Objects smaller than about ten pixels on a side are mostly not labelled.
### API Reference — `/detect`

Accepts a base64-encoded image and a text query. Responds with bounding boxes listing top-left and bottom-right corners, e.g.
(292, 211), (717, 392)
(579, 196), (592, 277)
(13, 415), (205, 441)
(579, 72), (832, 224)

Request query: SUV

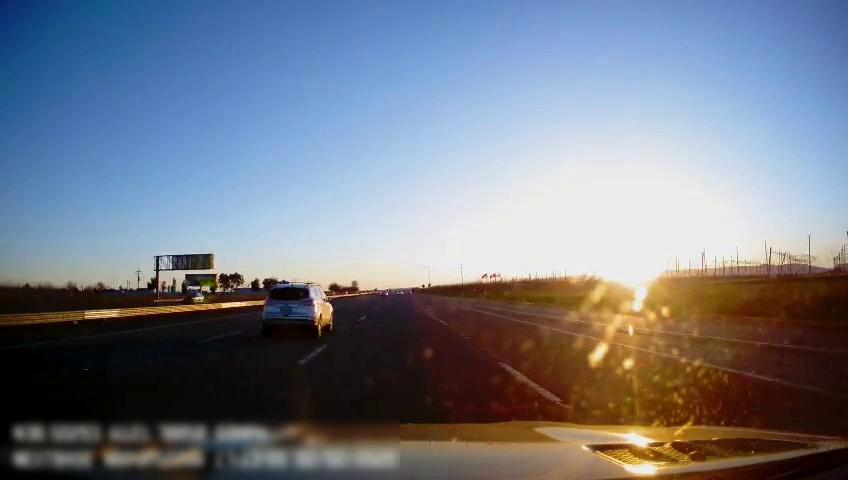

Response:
(261, 282), (334, 339)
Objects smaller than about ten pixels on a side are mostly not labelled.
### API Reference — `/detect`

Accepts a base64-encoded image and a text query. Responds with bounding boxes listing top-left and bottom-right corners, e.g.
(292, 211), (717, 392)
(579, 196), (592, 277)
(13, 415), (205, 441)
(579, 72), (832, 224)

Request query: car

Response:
(182, 292), (205, 305)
